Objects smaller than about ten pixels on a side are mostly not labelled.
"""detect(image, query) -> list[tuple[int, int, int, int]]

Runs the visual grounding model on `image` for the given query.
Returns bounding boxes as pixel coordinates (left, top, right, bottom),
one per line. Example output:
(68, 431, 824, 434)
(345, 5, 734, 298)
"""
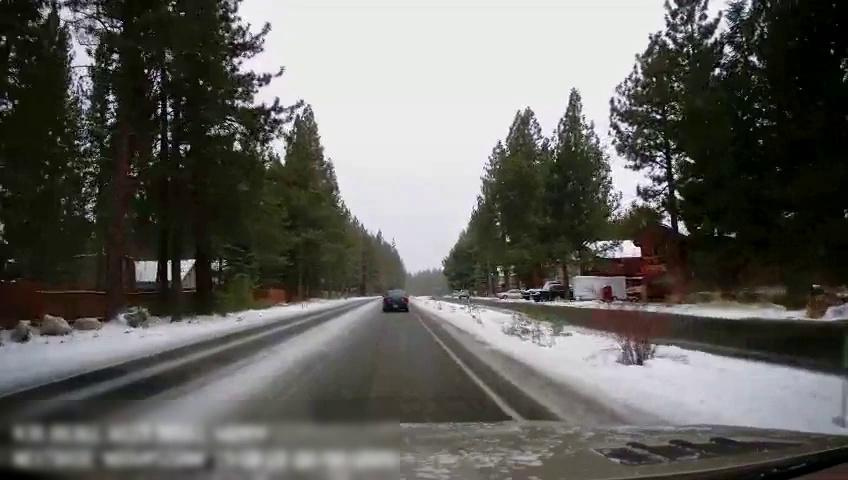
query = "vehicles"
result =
(531, 283, 574, 302)
(382, 290, 410, 313)
(496, 289, 524, 300)
(521, 289, 537, 301)
(542, 281, 562, 289)
(458, 289, 470, 299)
